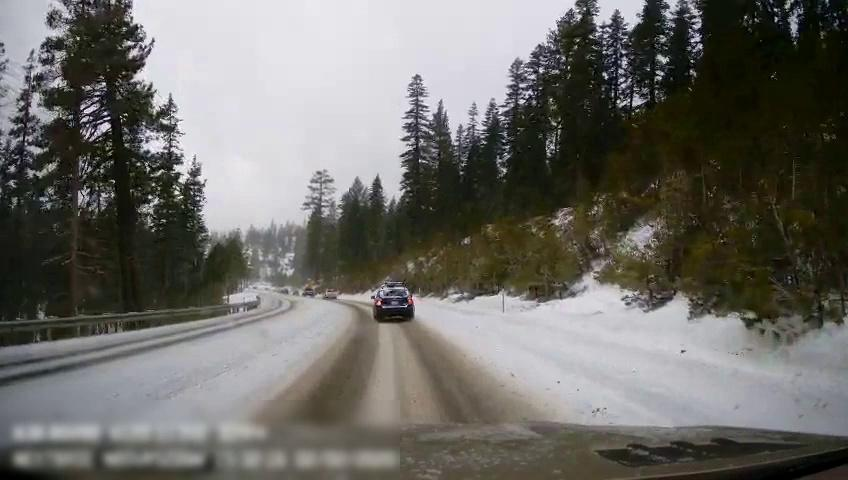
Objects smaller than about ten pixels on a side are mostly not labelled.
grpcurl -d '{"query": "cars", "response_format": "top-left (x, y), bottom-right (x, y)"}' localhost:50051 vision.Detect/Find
top-left (370, 282), bottom-right (415, 321)
top-left (323, 287), bottom-right (338, 299)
